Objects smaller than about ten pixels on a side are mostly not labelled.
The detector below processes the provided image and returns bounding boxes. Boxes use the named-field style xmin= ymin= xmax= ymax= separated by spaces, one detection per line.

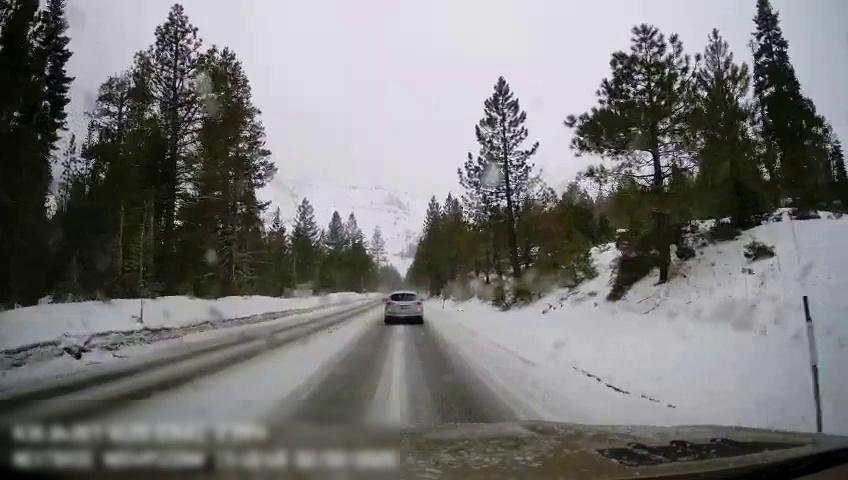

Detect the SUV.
xmin=384 ymin=291 xmax=424 ymax=324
